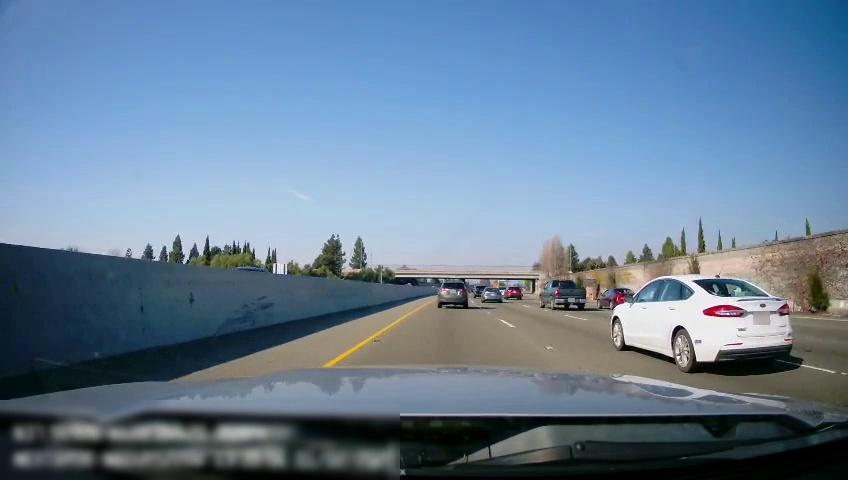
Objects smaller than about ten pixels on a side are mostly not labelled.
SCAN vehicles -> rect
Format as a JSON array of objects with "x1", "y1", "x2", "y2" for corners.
[
  {"x1": 481, "y1": 287, "x2": 503, "y2": 304},
  {"x1": 503, "y1": 286, "x2": 522, "y2": 301},
  {"x1": 597, "y1": 287, "x2": 640, "y2": 311},
  {"x1": 473, "y1": 285, "x2": 488, "y2": 299},
  {"x1": 436, "y1": 278, "x2": 470, "y2": 310},
  {"x1": 229, "y1": 266, "x2": 270, "y2": 274},
  {"x1": 538, "y1": 279, "x2": 587, "y2": 312},
  {"x1": 608, "y1": 274, "x2": 794, "y2": 374}
]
